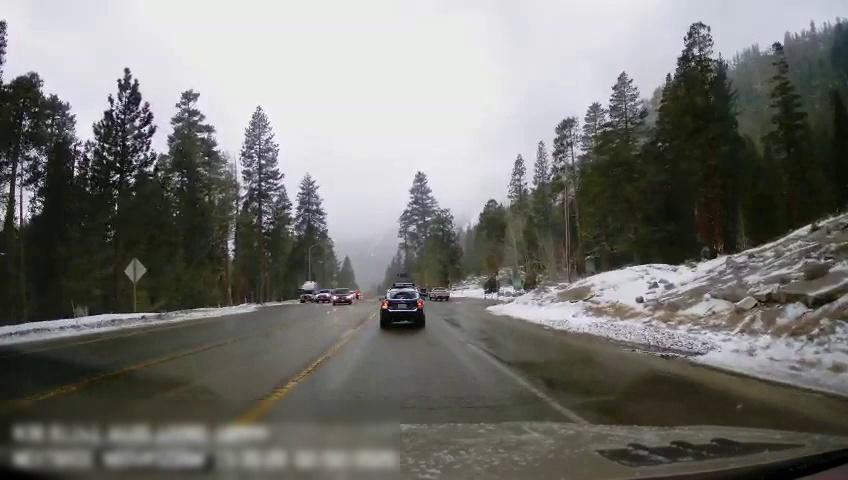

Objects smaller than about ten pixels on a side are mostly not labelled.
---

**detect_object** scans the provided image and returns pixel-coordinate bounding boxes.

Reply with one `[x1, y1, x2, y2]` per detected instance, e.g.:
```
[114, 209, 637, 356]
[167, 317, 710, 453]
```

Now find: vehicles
[316, 288, 337, 304]
[379, 281, 426, 329]
[417, 288, 428, 297]
[428, 286, 450, 301]
[299, 280, 319, 304]
[331, 287, 352, 306]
